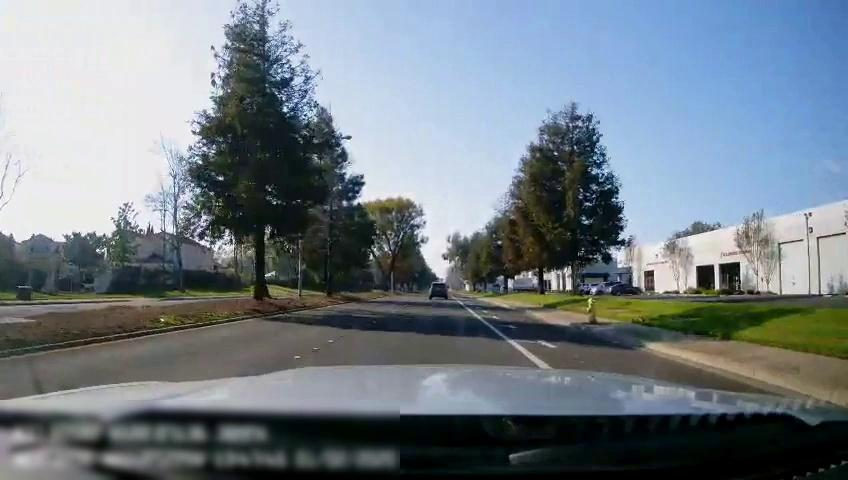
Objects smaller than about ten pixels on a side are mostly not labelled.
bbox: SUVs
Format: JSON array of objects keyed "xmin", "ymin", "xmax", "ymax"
[{"xmin": 428, "ymin": 281, "xmax": 449, "ymax": 300}]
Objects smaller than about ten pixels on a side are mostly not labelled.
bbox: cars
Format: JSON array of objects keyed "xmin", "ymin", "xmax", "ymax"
[
  {"xmin": 590, "ymin": 282, "xmax": 619, "ymax": 296},
  {"xmin": 607, "ymin": 282, "xmax": 640, "ymax": 296}
]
